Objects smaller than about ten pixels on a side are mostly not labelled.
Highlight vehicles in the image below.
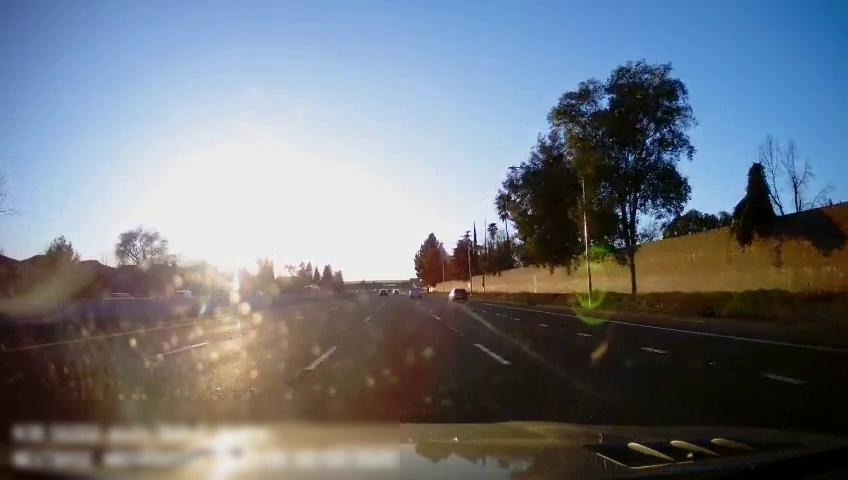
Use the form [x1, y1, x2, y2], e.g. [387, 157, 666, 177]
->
[304, 284, 322, 295]
[102, 292, 134, 300]
[448, 288, 469, 303]
[379, 288, 389, 296]
[408, 285, 425, 299]
[172, 290, 192, 300]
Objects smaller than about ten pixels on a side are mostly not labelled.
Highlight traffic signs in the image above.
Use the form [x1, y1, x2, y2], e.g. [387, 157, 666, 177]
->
[409, 278, 420, 284]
